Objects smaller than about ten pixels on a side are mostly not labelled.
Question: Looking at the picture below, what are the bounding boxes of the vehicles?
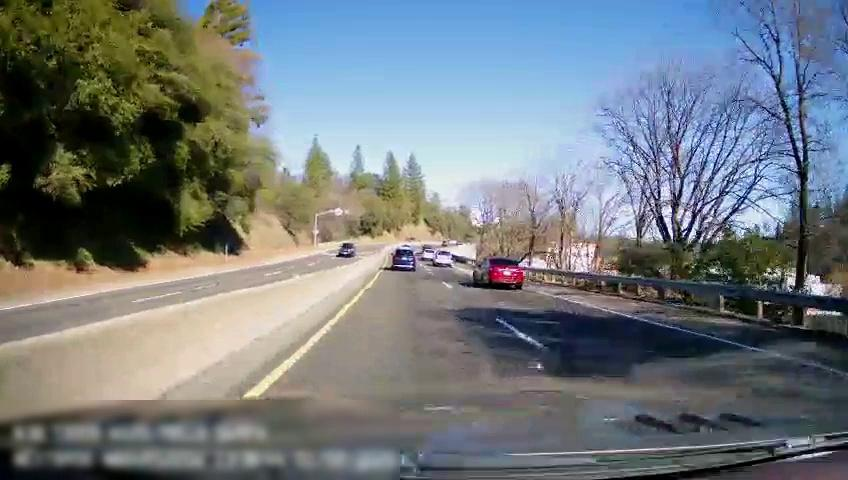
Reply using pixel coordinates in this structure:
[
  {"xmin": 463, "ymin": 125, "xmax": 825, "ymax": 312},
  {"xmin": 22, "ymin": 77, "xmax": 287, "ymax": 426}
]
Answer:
[
  {"xmin": 432, "ymin": 250, "xmax": 453, "ymax": 267},
  {"xmin": 336, "ymin": 242, "xmax": 359, "ymax": 258},
  {"xmin": 421, "ymin": 249, "xmax": 436, "ymax": 261},
  {"xmin": 398, "ymin": 244, "xmax": 412, "ymax": 250},
  {"xmin": 392, "ymin": 249, "xmax": 418, "ymax": 271},
  {"xmin": 472, "ymin": 256, "xmax": 525, "ymax": 290}
]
